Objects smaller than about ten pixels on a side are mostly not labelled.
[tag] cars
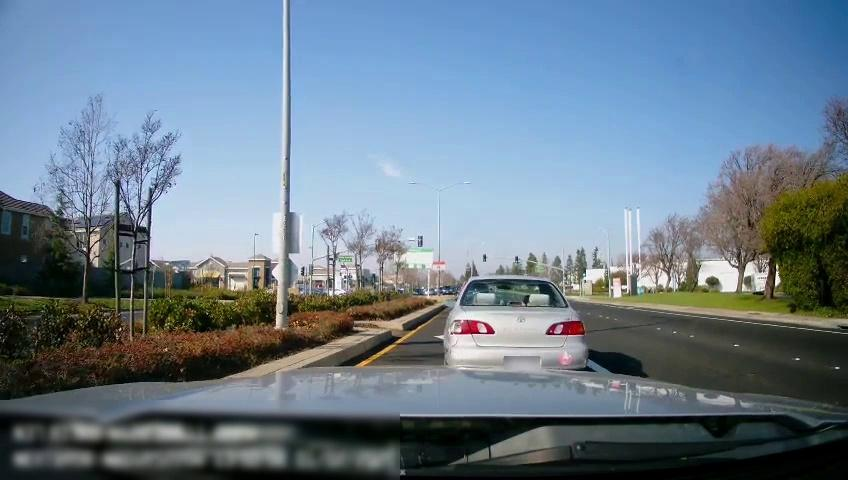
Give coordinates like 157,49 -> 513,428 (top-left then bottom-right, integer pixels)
328,288 -> 344,296
445,275 -> 588,369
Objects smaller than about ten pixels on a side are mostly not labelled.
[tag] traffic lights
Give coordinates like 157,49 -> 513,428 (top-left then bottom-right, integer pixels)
417,235 -> 423,248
